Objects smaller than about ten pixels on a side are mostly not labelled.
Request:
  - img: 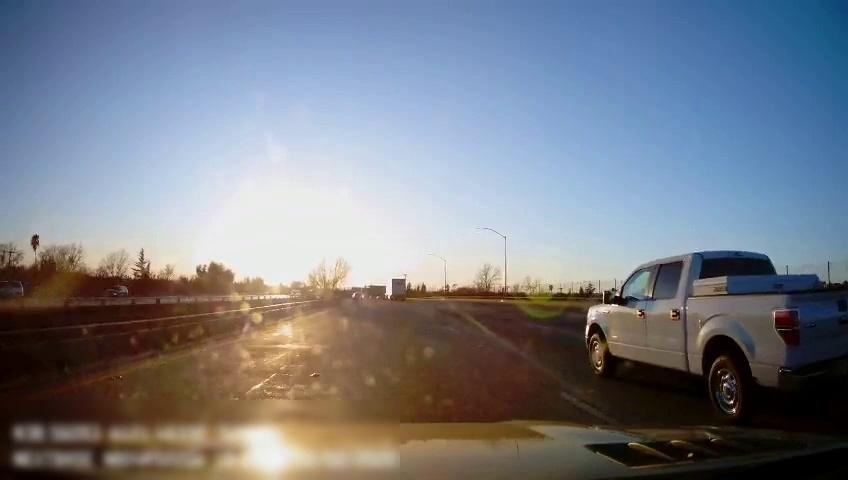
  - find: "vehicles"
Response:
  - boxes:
[0,279,24,296]
[352,291,363,300]
[385,277,407,300]
[106,284,129,297]
[585,249,848,425]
